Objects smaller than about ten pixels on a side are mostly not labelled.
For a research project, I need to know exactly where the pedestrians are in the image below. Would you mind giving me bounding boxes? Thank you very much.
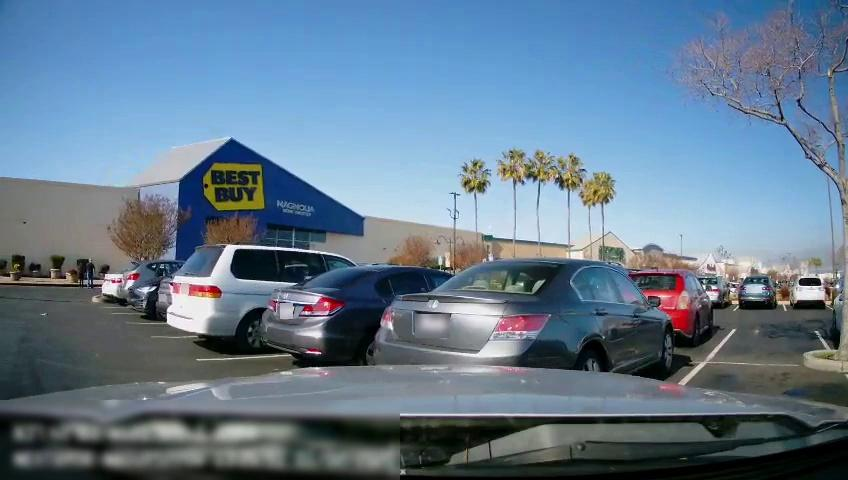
[78,258,87,287]
[86,256,96,289]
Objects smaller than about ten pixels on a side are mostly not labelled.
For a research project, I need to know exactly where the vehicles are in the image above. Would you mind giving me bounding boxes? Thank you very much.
[157,269,248,324]
[100,265,179,307]
[738,275,778,311]
[375,257,676,379]
[788,275,826,309]
[117,260,191,299]
[830,279,842,308]
[690,276,733,309]
[619,269,714,348]
[127,264,248,318]
[260,264,478,365]
[166,243,380,356]
[828,283,845,338]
